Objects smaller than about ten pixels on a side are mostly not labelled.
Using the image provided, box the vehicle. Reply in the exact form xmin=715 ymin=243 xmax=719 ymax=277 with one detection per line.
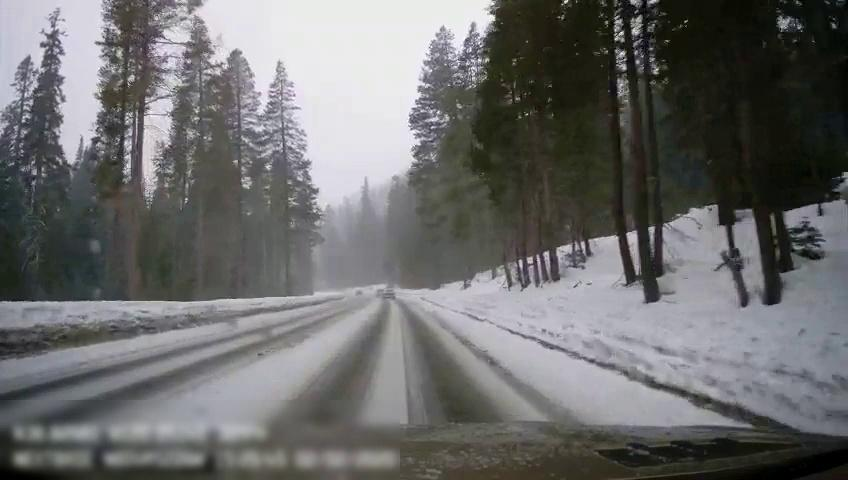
xmin=382 ymin=288 xmax=396 ymax=301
